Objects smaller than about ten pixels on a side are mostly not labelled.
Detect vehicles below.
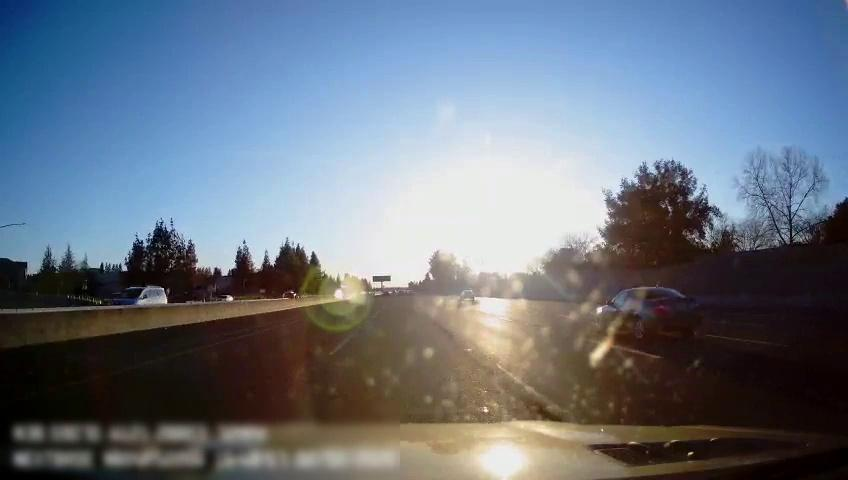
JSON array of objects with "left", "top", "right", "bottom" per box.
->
[
  {"left": 216, "top": 294, "right": 234, "bottom": 302},
  {"left": 595, "top": 286, "right": 702, "bottom": 344},
  {"left": 102, "top": 292, "right": 121, "bottom": 306},
  {"left": 112, "top": 286, "right": 168, "bottom": 307},
  {"left": 460, "top": 289, "right": 475, "bottom": 300},
  {"left": 282, "top": 291, "right": 298, "bottom": 300}
]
